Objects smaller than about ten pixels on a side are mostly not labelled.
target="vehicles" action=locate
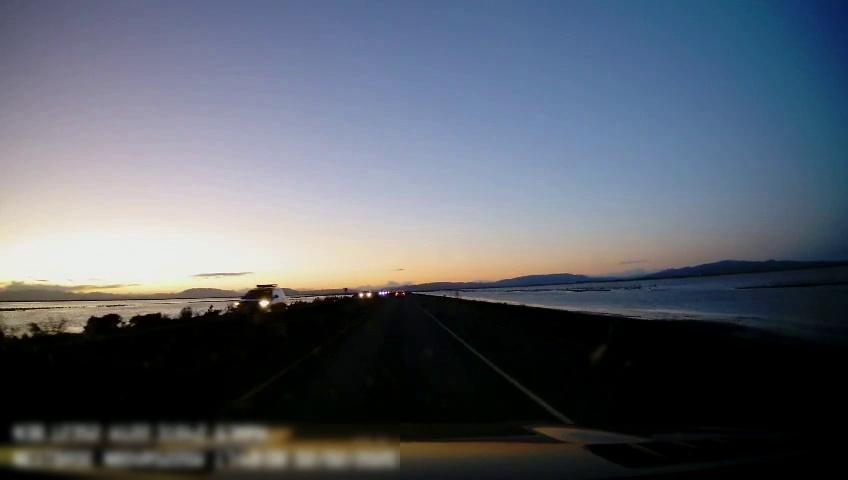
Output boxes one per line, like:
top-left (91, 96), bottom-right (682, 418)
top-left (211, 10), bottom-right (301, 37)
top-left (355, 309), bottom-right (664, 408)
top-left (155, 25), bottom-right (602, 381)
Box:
top-left (232, 284), bottom-right (291, 315)
top-left (394, 289), bottom-right (405, 297)
top-left (357, 289), bottom-right (374, 300)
